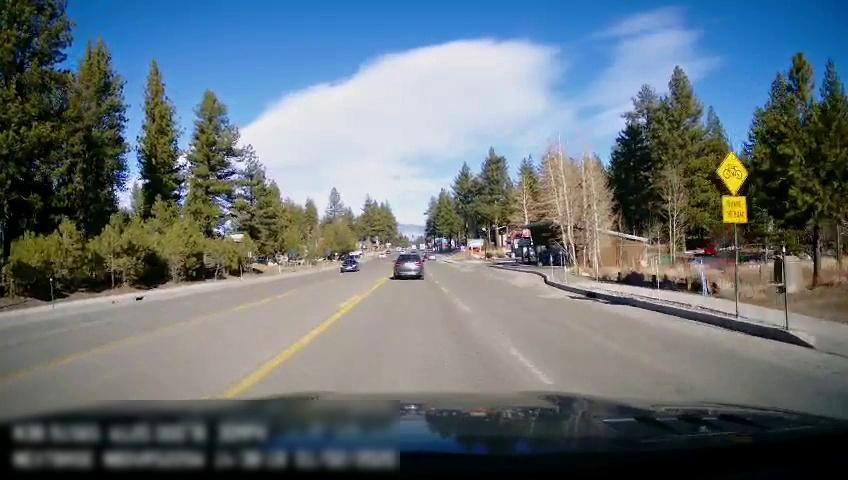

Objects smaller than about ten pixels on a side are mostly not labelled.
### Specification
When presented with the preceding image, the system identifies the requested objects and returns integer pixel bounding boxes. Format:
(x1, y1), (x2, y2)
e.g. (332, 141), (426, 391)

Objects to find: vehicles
(340, 259), (360, 272)
(393, 254), (425, 281)
(530, 250), (570, 267)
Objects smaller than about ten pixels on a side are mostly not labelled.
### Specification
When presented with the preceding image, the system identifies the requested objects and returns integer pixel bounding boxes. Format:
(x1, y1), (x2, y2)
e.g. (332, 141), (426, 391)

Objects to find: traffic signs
(720, 196), (750, 225)
(714, 151), (750, 195)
